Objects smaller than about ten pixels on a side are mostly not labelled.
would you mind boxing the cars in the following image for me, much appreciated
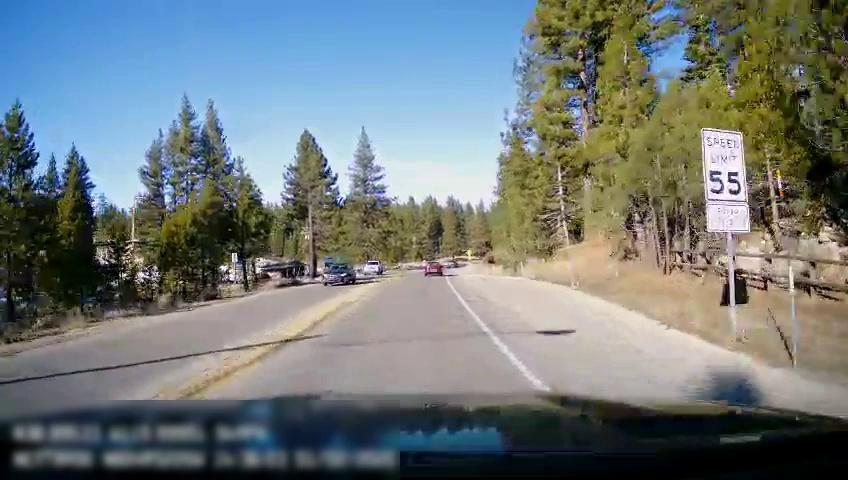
[424,262,443,277]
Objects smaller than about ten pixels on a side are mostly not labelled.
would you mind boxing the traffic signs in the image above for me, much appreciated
[701,127,749,203]
[708,202,752,233]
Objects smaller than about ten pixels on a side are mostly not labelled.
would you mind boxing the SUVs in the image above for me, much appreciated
[322,263,357,288]
[363,261,383,276]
